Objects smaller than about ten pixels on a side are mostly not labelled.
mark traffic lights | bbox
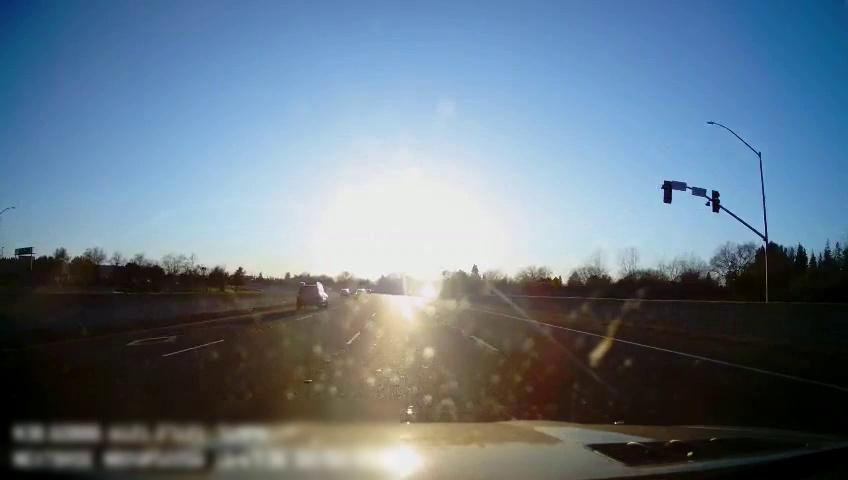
[712,190,722,213]
[663,180,673,204]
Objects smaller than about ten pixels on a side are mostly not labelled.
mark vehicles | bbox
[356,288,367,298]
[339,288,351,297]
[296,284,328,310]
